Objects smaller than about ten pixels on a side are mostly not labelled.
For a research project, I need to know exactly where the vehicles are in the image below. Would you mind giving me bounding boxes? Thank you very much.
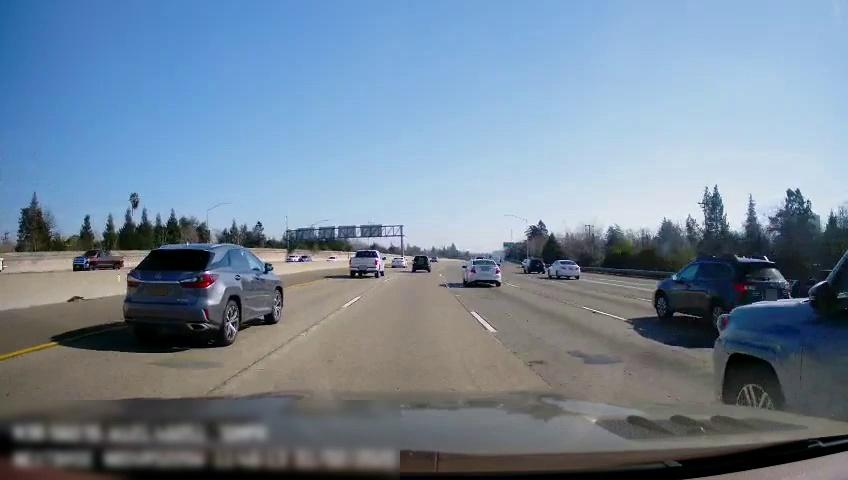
[324,255,338,263]
[523,257,546,275]
[651,254,794,331]
[391,257,408,269]
[412,255,431,273]
[461,258,502,288]
[790,269,834,300]
[73,248,125,272]
[710,247,848,422]
[547,259,581,280]
[0,254,8,273]
[122,243,286,347]
[348,249,387,279]
[298,255,313,263]
[285,254,302,263]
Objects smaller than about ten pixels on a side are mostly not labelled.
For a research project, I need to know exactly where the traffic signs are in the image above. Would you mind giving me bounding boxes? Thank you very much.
[338,224,357,239]
[503,242,514,249]
[295,227,315,242]
[318,226,336,241]
[360,224,383,238]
